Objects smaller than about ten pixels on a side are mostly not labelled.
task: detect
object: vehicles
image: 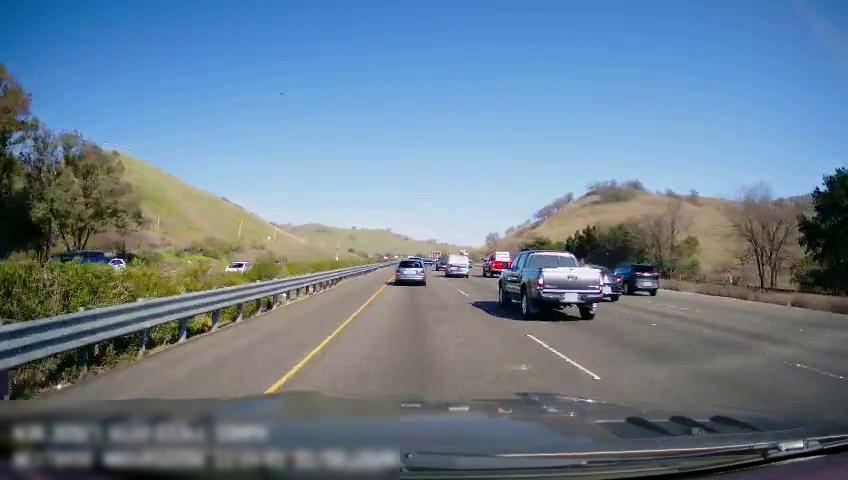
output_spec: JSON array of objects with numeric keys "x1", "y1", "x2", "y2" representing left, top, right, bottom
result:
[
  {"x1": 407, "y1": 255, "x2": 422, "y2": 260},
  {"x1": 482, "y1": 251, "x2": 515, "y2": 279},
  {"x1": 609, "y1": 262, "x2": 660, "y2": 297},
  {"x1": 576, "y1": 263, "x2": 623, "y2": 302},
  {"x1": 224, "y1": 261, "x2": 254, "y2": 273},
  {"x1": 104, "y1": 257, "x2": 128, "y2": 273},
  {"x1": 48, "y1": 249, "x2": 110, "y2": 266},
  {"x1": 394, "y1": 257, "x2": 427, "y2": 286},
  {"x1": 423, "y1": 257, "x2": 433, "y2": 266},
  {"x1": 444, "y1": 249, "x2": 470, "y2": 278},
  {"x1": 498, "y1": 249, "x2": 604, "y2": 321},
  {"x1": 435, "y1": 257, "x2": 449, "y2": 272}
]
